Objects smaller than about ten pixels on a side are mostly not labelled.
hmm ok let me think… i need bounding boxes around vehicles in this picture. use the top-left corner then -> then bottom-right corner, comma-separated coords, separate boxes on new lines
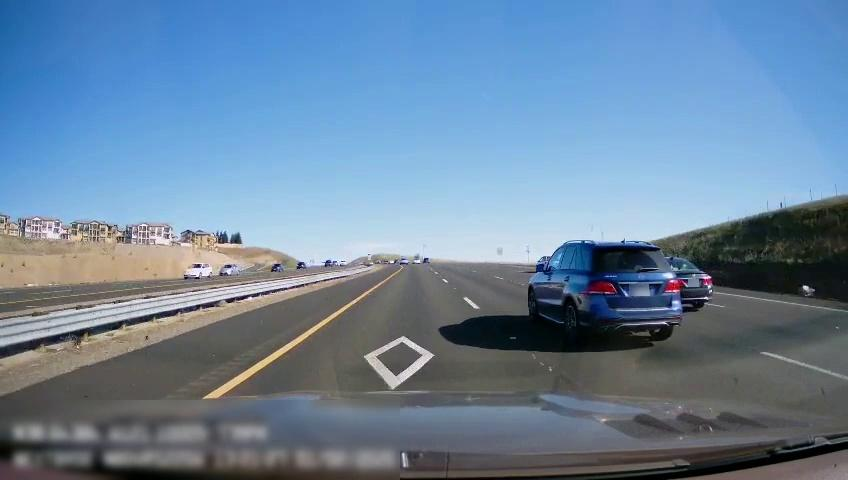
184,263 -> 213,280
537,255 -> 551,263
527,240 -> 682,342
399,256 -> 409,265
219,264 -> 240,276
665,257 -> 714,310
